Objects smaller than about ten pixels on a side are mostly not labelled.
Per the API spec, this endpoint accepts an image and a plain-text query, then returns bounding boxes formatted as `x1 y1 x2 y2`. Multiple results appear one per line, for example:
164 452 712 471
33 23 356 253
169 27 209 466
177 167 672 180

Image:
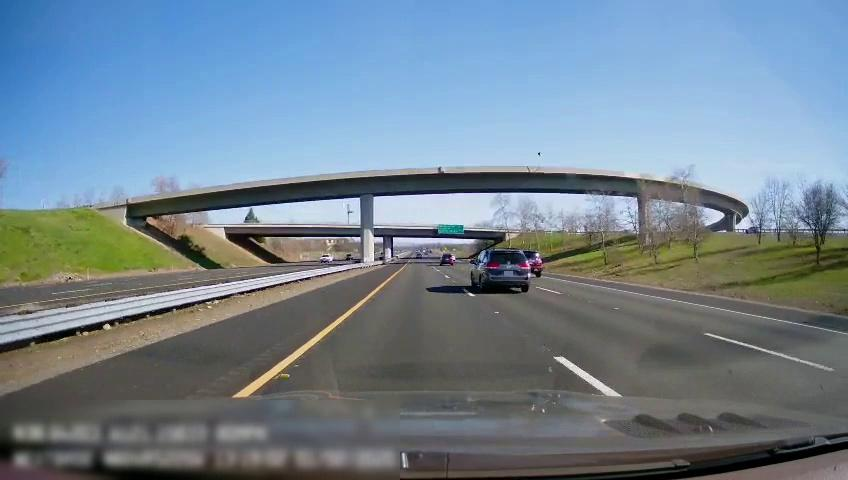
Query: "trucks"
320 254 334 264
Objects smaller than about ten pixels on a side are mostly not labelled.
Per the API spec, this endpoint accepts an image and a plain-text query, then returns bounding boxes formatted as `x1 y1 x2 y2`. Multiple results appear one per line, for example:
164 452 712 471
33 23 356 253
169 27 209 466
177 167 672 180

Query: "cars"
440 254 454 266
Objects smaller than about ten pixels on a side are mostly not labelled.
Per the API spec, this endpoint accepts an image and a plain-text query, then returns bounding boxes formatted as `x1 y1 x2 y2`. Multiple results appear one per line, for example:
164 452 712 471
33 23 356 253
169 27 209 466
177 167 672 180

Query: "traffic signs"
438 224 464 235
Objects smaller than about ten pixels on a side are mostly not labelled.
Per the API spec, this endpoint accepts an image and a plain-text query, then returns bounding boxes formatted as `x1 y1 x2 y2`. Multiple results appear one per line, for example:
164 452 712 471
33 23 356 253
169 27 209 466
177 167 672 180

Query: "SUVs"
470 248 530 292
523 251 543 278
